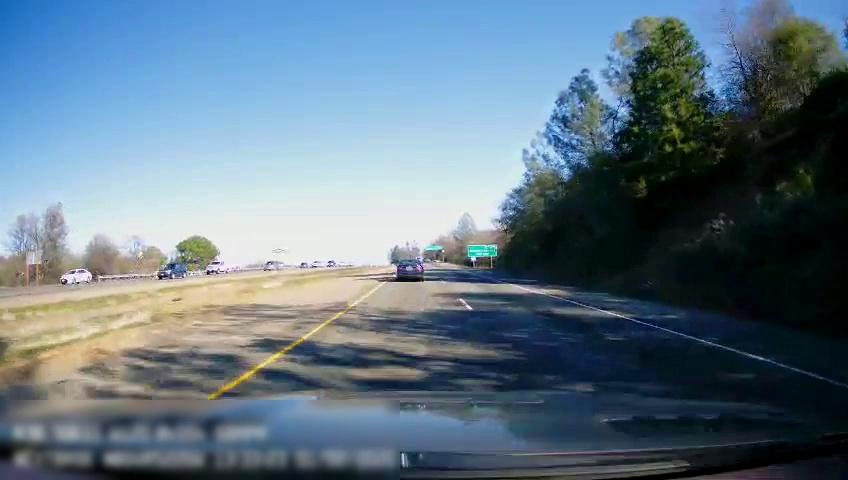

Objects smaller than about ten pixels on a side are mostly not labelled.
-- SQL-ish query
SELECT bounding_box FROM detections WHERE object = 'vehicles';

[206,261,231,275]
[60,269,93,286]
[263,260,280,272]
[395,258,425,282]
[157,262,188,280]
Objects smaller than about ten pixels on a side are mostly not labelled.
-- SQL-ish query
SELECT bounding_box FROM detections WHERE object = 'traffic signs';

[423,244,442,253]
[468,246,497,257]
[470,254,477,263]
